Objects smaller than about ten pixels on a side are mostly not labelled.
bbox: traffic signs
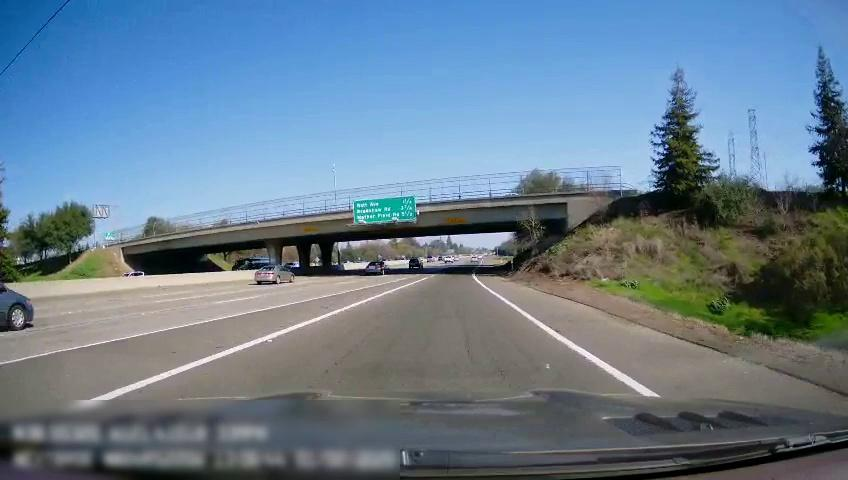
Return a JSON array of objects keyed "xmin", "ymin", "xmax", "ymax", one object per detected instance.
[{"xmin": 352, "ymin": 194, "xmax": 417, "ymax": 224}]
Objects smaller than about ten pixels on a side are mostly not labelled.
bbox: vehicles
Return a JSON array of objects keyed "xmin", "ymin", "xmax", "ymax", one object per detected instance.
[
  {"xmin": 230, "ymin": 257, "xmax": 269, "ymax": 271},
  {"xmin": 443, "ymin": 255, "xmax": 455, "ymax": 264},
  {"xmin": 127, "ymin": 271, "xmax": 145, "ymax": 277},
  {"xmin": 0, "ymin": 282, "xmax": 35, "ymax": 331},
  {"xmin": 408, "ymin": 255, "xmax": 424, "ymax": 269},
  {"xmin": 366, "ymin": 260, "xmax": 387, "ymax": 276},
  {"xmin": 254, "ymin": 264, "xmax": 295, "ymax": 285}
]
